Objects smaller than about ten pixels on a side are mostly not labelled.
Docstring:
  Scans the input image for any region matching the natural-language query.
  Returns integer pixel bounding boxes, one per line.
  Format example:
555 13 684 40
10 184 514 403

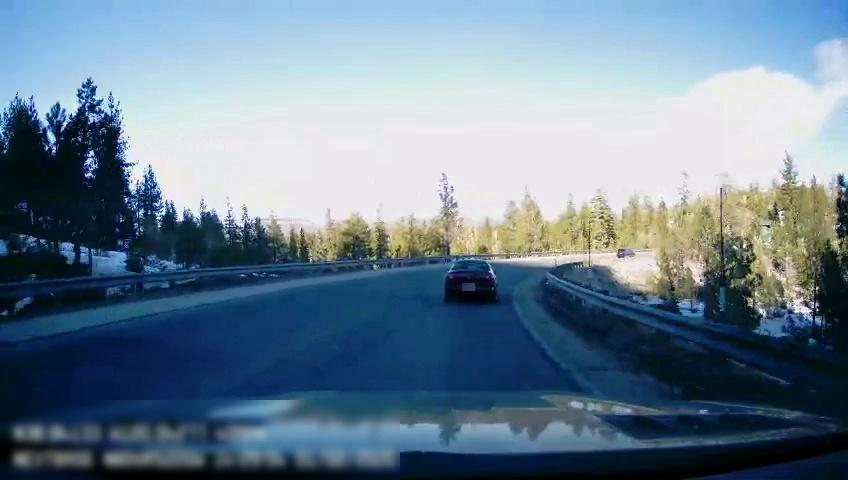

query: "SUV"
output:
616 248 637 259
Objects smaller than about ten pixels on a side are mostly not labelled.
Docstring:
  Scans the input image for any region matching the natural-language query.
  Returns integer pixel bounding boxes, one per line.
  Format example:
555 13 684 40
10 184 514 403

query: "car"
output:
443 258 497 303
